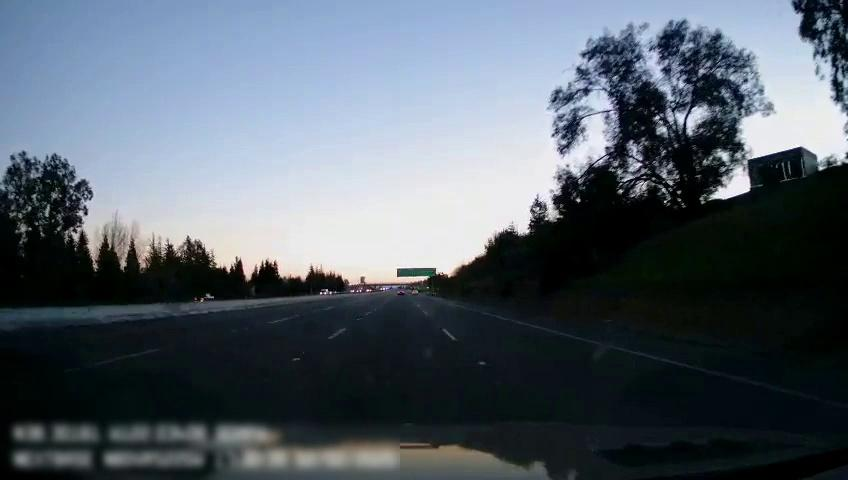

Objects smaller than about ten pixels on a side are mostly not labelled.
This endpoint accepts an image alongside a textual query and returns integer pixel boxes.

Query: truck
[192,292,216,302]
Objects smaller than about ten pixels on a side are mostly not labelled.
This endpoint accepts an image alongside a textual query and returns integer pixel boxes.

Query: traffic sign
[397,268,436,277]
